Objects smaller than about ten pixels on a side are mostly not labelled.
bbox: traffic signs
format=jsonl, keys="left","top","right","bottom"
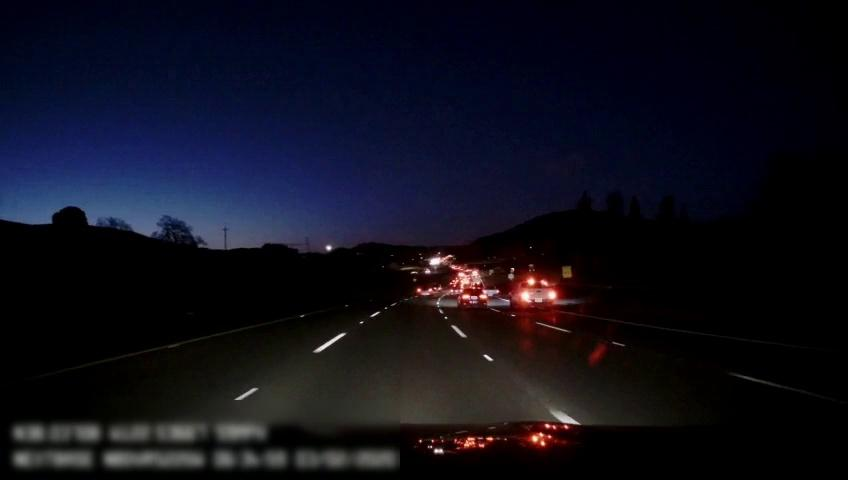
{"left": 562, "top": 266, "right": 572, "bottom": 278}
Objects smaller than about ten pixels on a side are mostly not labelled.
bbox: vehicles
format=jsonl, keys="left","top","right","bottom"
{"left": 509, "top": 280, "right": 552, "bottom": 310}
{"left": 449, "top": 284, "right": 464, "bottom": 296}
{"left": 487, "top": 284, "right": 499, "bottom": 299}
{"left": 457, "top": 287, "right": 487, "bottom": 311}
{"left": 416, "top": 284, "right": 434, "bottom": 300}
